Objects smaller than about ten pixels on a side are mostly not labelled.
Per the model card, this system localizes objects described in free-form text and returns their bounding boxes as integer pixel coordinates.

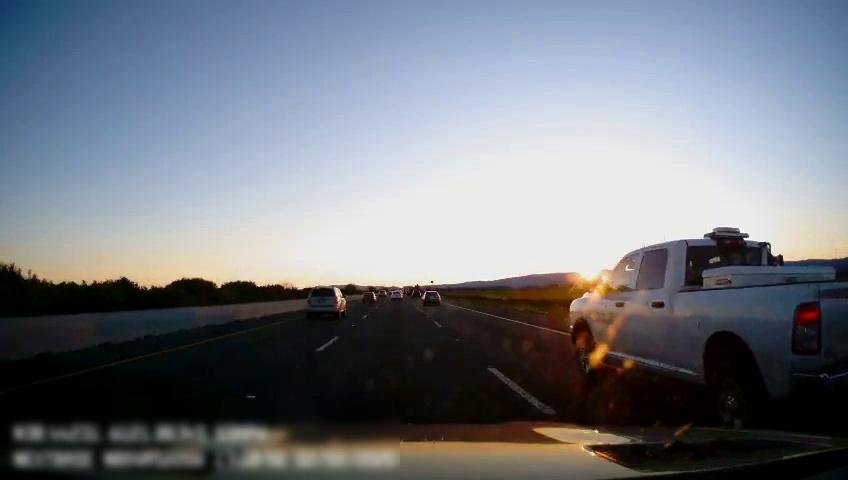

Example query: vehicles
[565,226,848,430]
[421,290,442,306]
[411,289,422,299]
[305,286,348,320]
[390,290,403,301]
[362,291,377,304]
